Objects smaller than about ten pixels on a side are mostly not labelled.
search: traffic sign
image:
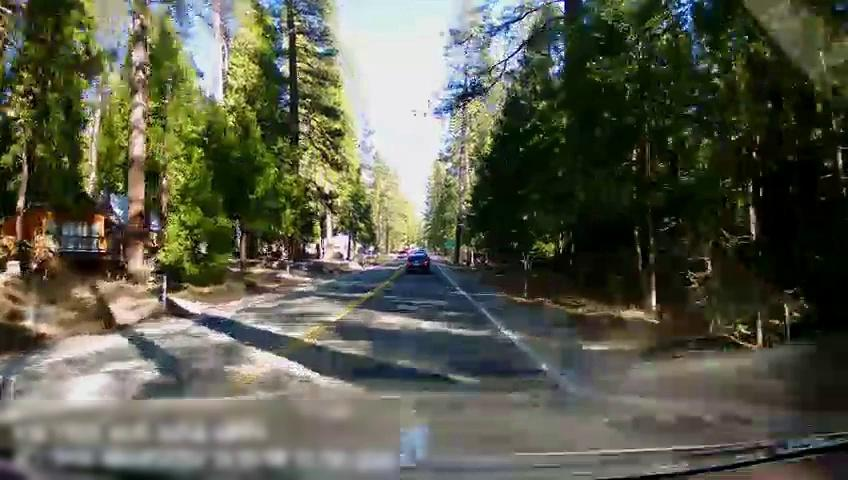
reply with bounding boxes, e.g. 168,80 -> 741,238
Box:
444,239 -> 458,248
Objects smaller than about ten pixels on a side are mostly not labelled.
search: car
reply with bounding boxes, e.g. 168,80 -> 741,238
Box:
404,253 -> 432,274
